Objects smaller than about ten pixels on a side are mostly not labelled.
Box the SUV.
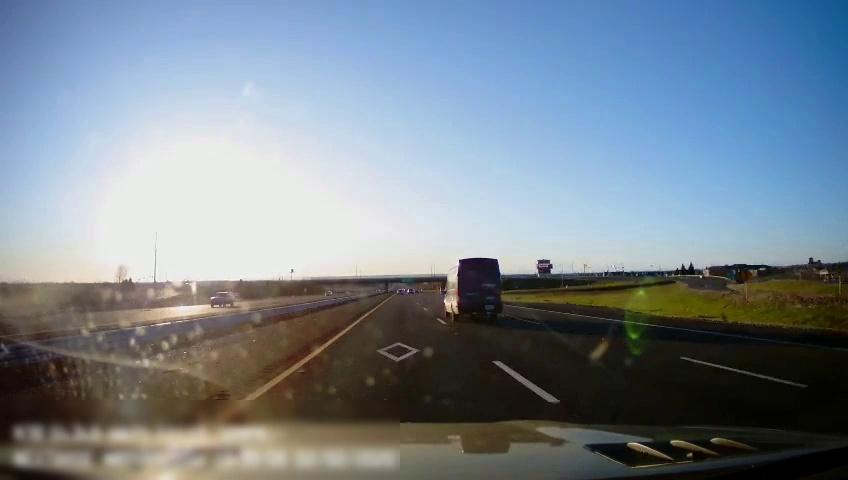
[210,291,235,309]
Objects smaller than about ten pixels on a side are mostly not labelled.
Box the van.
[441,258,503,322]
